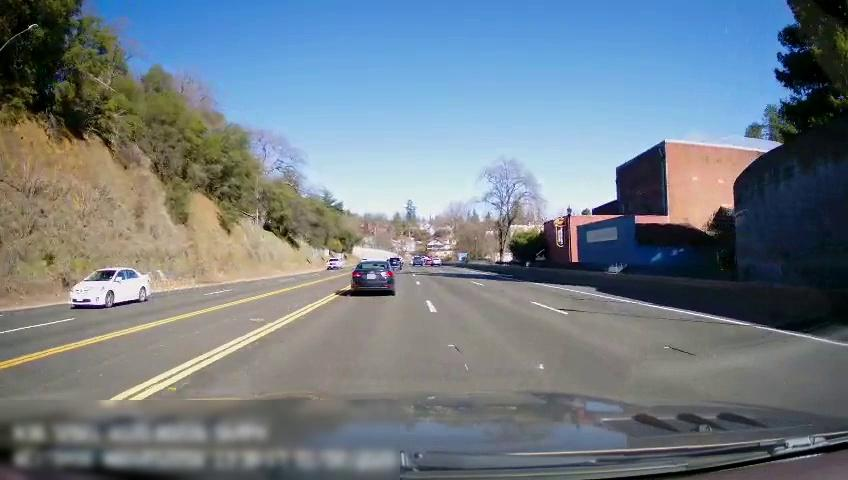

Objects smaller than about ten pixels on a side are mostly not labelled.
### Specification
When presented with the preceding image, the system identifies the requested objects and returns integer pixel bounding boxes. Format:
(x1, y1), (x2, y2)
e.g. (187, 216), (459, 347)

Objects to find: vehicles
(69, 266), (153, 310)
(351, 261), (397, 296)
(386, 257), (402, 268)
(430, 257), (442, 266)
(412, 257), (424, 266)
(327, 257), (345, 272)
